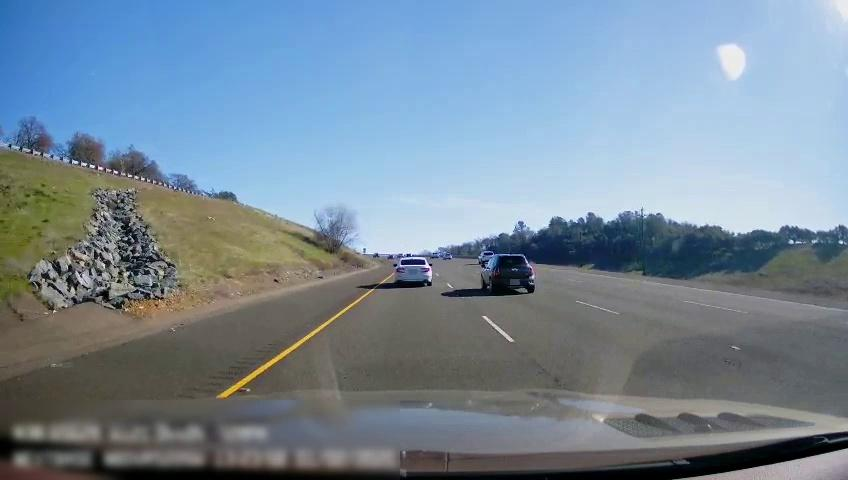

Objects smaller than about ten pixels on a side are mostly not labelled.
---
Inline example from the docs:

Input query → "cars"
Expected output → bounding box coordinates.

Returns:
[393,257,433,286]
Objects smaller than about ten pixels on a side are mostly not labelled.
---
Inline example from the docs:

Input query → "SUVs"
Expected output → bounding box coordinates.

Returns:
[481,254,535,297]
[479,252,495,265]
